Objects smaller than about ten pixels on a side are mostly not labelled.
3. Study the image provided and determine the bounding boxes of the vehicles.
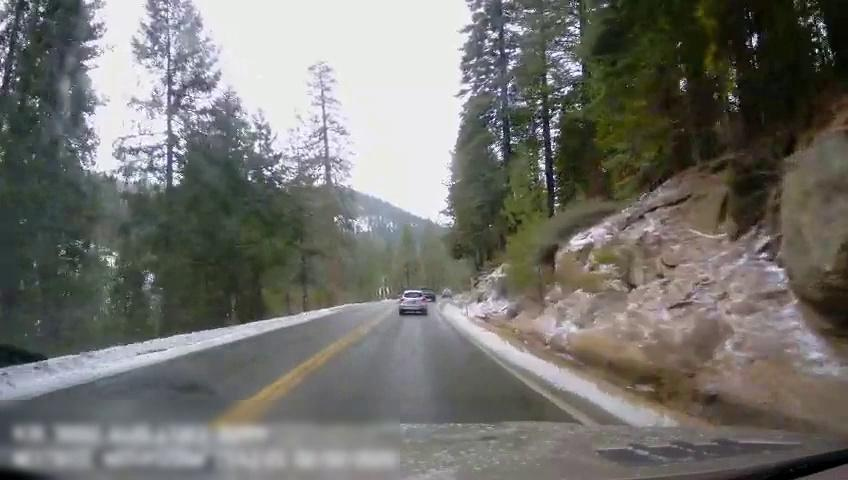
[422,289,435,302]
[441,288,452,298]
[399,290,427,315]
